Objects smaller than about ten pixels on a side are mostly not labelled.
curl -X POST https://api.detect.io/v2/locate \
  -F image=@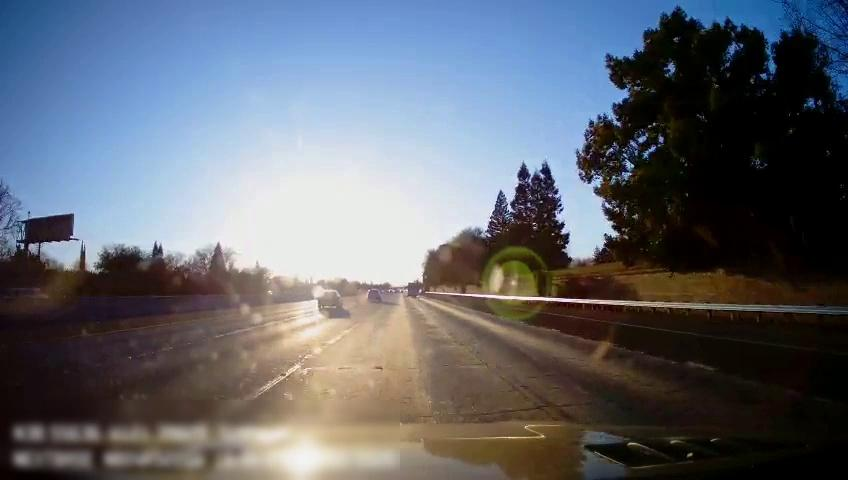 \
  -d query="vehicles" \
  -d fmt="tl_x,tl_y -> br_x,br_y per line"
317,289 -> 344,312
365,288 -> 383,303
407,286 -> 419,297
0,286 -> 50,301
